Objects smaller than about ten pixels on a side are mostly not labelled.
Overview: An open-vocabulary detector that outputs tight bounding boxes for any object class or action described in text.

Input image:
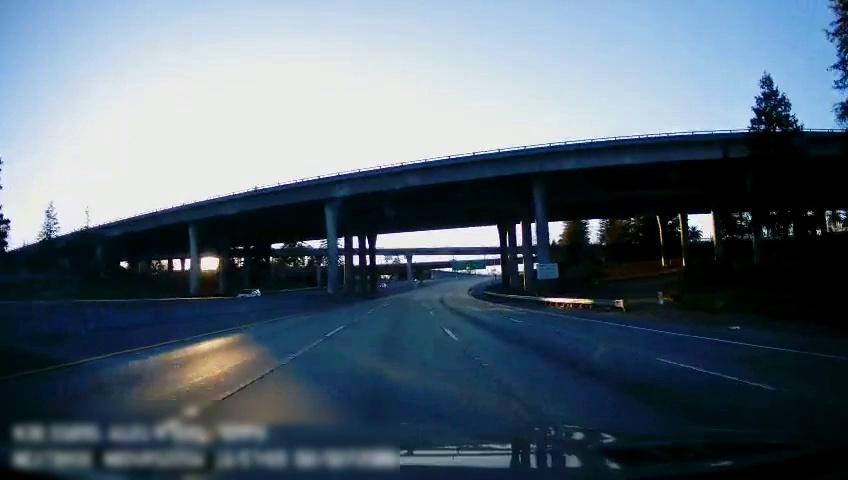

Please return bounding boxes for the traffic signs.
[536,262,560,280]
[453,261,467,270]
[469,260,487,269]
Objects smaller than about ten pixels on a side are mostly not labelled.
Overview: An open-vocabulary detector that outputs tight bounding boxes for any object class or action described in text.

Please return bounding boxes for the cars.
[238,288,261,298]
